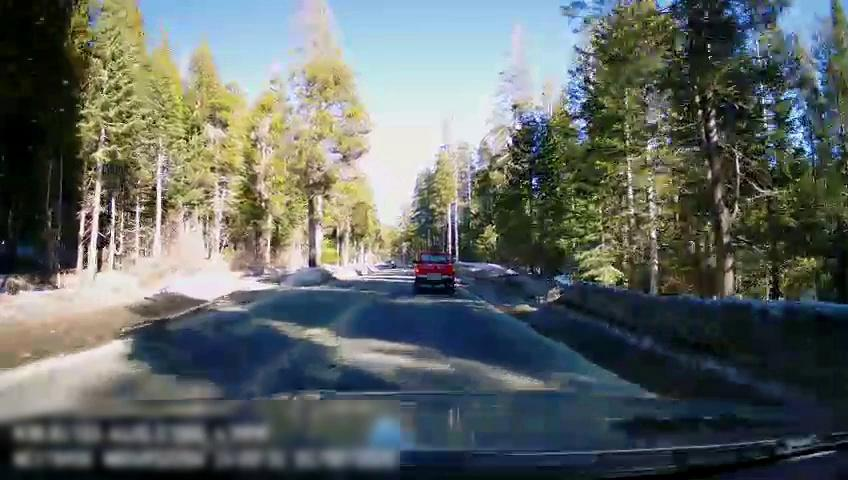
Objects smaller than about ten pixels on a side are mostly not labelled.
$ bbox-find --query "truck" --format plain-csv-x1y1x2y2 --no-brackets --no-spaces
412,249,456,292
